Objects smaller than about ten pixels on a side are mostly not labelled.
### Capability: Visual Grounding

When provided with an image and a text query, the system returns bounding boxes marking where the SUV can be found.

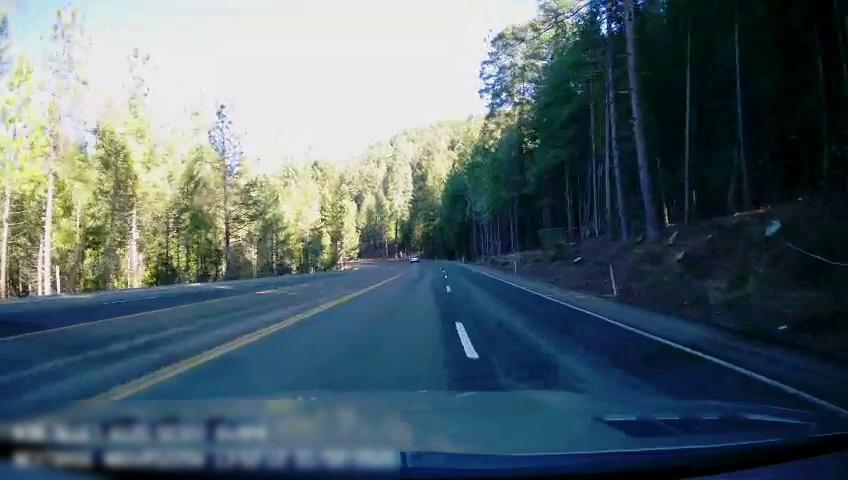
[407,253,421,264]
